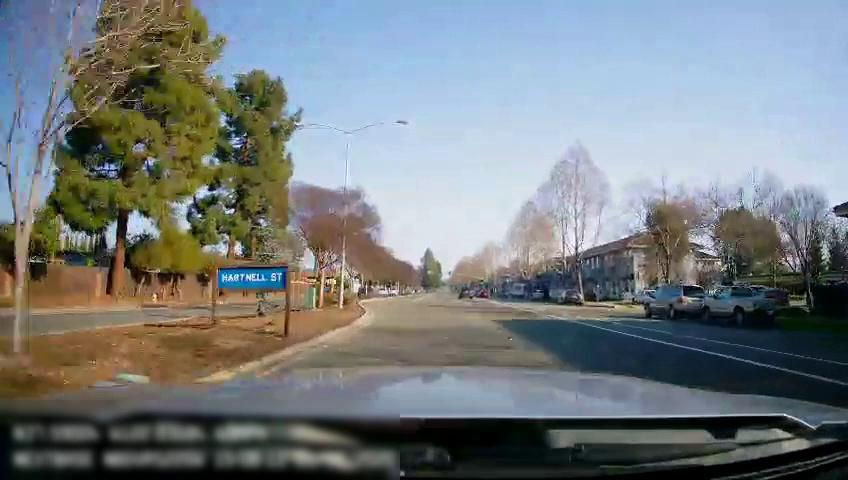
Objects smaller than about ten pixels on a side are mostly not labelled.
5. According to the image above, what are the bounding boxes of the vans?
[510,282,529,299]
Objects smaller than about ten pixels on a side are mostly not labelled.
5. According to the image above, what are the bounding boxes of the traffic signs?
[218,268,287,291]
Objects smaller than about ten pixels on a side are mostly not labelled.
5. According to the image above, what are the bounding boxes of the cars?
[479,289,489,298]
[557,287,582,306]
[631,289,656,305]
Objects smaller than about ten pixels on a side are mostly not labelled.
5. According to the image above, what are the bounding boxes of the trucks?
[701,284,793,325]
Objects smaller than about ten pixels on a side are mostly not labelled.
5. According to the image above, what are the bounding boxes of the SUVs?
[642,284,705,321]
[459,286,475,300]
